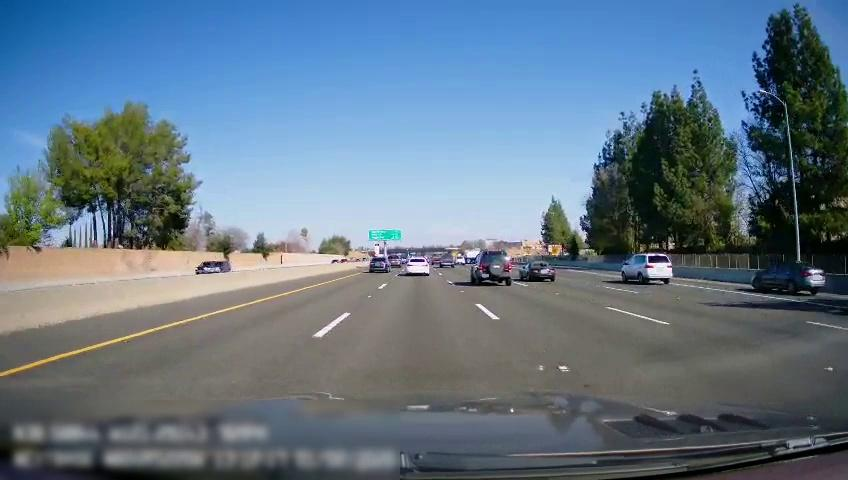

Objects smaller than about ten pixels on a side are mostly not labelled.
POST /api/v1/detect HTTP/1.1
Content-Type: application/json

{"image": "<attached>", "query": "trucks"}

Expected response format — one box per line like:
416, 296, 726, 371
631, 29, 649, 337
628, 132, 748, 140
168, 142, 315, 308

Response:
438, 254, 455, 269
461, 247, 481, 265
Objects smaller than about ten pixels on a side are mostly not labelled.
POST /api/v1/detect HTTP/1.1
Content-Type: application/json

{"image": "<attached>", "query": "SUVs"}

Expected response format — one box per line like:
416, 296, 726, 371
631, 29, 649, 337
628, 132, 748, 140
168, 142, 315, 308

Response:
385, 255, 401, 269
469, 250, 513, 287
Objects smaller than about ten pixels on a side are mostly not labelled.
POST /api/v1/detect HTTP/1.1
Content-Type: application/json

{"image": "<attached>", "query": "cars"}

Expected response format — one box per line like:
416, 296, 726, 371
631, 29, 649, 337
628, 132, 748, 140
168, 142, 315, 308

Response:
518, 260, 556, 283
751, 261, 826, 296
369, 256, 391, 273
202, 260, 232, 275
453, 255, 466, 266
402, 257, 430, 276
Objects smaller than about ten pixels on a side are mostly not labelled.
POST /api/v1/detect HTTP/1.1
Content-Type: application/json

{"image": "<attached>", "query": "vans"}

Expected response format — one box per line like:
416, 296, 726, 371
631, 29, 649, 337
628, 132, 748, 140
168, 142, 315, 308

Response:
620, 253, 673, 285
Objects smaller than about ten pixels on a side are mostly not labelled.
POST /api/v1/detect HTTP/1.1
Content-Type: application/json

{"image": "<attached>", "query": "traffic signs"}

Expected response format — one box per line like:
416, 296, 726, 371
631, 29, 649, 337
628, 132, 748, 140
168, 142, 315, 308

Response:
374, 243, 380, 254
368, 228, 403, 241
